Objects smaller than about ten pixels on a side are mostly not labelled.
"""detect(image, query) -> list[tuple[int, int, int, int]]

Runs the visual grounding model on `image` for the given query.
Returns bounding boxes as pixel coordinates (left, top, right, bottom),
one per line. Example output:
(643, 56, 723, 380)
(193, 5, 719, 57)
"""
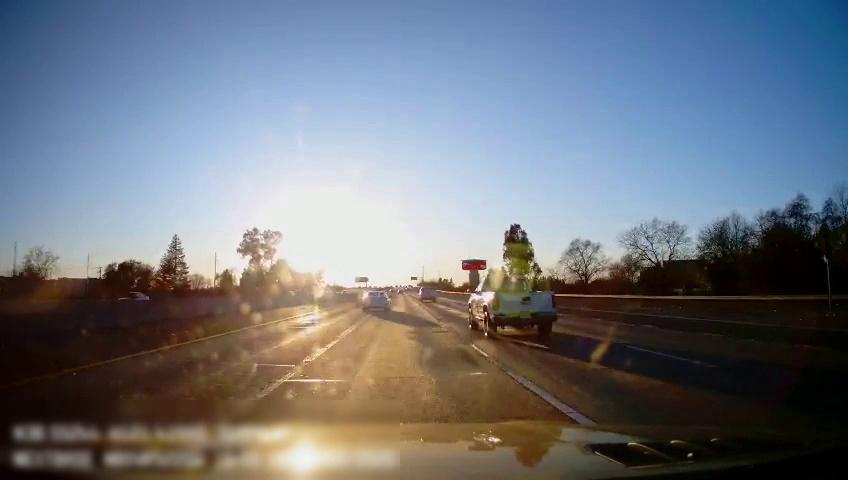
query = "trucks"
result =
(418, 287, 436, 302)
(467, 275, 557, 342)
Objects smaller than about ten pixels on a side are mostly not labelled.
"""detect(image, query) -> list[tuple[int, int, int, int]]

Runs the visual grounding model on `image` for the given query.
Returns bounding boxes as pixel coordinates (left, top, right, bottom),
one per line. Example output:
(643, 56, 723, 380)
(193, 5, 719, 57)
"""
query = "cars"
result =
(361, 290, 392, 313)
(115, 291, 150, 302)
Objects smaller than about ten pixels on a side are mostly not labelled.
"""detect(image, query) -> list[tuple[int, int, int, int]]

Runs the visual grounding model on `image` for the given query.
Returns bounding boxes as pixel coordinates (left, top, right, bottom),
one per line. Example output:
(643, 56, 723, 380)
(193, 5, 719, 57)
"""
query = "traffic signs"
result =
(354, 276, 369, 284)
